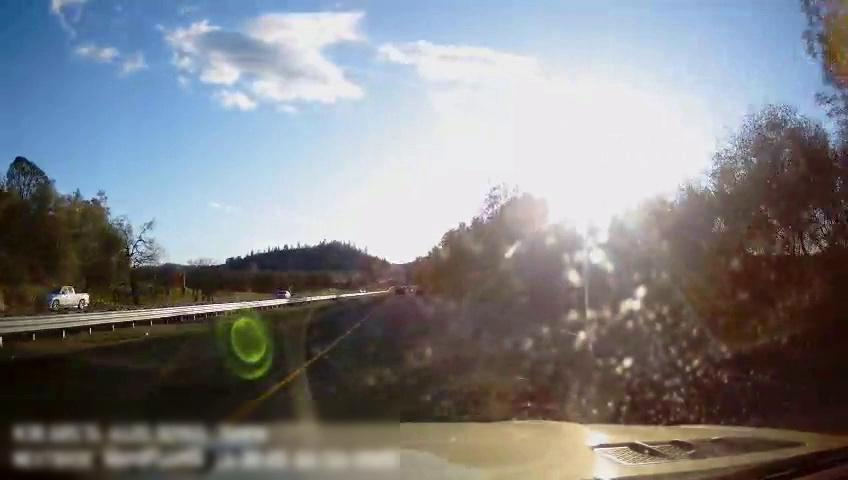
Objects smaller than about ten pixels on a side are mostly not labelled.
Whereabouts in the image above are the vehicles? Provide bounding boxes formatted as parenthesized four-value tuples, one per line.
(41, 285, 90, 312)
(415, 286, 427, 296)
(276, 290, 291, 300)
(395, 285, 407, 295)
